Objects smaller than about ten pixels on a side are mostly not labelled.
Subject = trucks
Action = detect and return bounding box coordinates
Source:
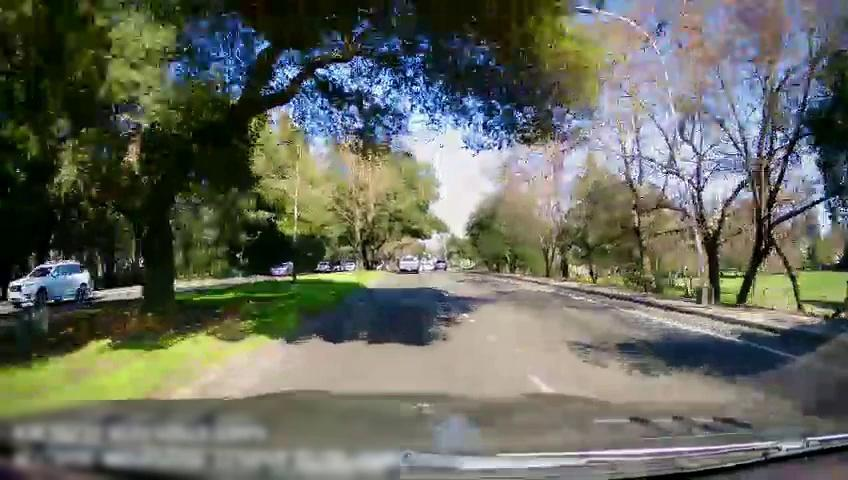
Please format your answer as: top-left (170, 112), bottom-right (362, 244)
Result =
top-left (315, 260), bottom-right (333, 274)
top-left (399, 255), bottom-right (420, 274)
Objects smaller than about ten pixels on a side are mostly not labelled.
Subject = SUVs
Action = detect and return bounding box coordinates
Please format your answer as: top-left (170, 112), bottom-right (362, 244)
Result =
top-left (7, 260), bottom-right (92, 311)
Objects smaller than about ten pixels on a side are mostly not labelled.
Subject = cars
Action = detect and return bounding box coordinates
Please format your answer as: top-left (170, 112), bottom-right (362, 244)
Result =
top-left (271, 262), bottom-right (293, 277)
top-left (434, 259), bottom-right (448, 271)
